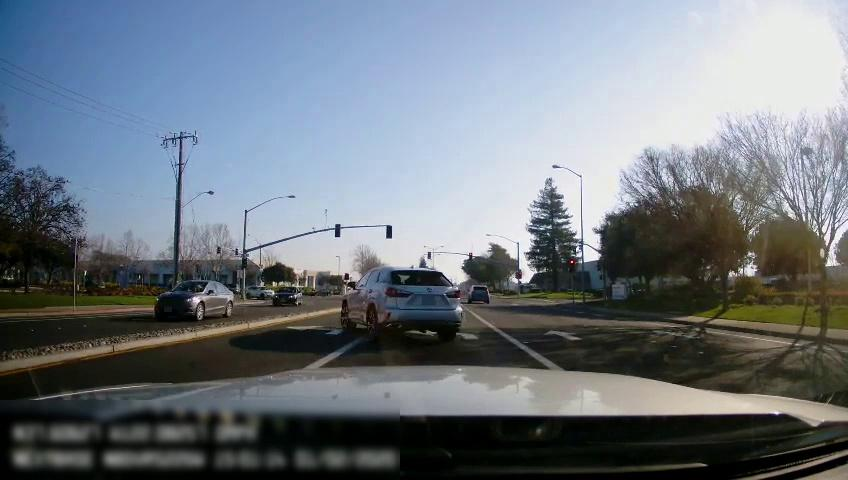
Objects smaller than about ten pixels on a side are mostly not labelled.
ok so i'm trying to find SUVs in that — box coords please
[244,285,275,300]
[340,265,464,350]
[467,285,489,304]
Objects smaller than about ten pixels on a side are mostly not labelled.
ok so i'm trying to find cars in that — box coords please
[272,285,303,308]
[153,279,235,322]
